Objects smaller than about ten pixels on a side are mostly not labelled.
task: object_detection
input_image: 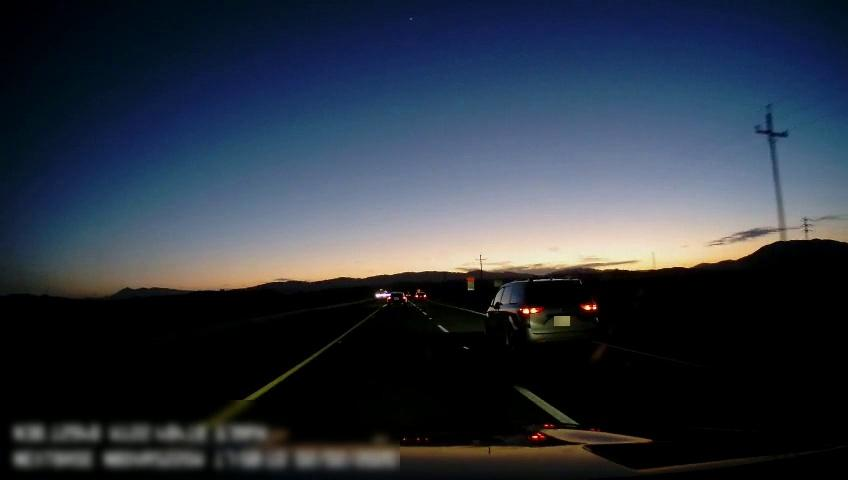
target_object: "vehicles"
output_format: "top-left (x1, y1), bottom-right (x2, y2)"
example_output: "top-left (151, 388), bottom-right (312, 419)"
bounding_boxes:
top-left (387, 292), bottom-right (408, 308)
top-left (482, 279), bottom-right (601, 353)
top-left (414, 291), bottom-right (428, 302)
